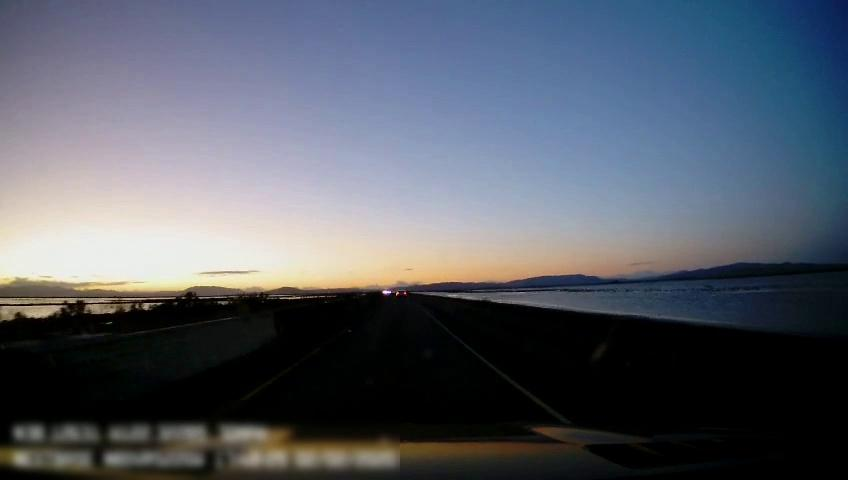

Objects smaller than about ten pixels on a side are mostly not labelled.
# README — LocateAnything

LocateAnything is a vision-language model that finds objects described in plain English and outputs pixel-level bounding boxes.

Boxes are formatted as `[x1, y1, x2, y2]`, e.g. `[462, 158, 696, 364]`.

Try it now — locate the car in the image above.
[395, 289, 407, 298]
